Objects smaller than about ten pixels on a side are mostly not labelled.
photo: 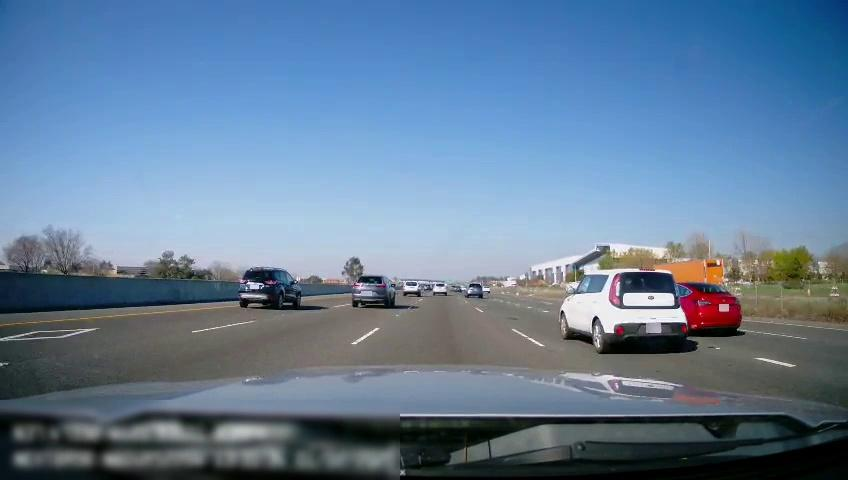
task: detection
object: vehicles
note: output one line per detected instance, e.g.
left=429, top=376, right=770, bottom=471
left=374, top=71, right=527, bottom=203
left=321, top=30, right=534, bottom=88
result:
left=676, top=282, right=744, bottom=332
left=653, top=258, right=724, bottom=287
left=351, top=275, right=396, bottom=309
left=464, top=282, right=484, bottom=298
left=402, top=280, right=421, bottom=297
left=432, top=282, right=448, bottom=296
left=558, top=269, right=688, bottom=355
left=480, top=285, right=491, bottom=294
left=238, top=266, right=303, bottom=310
left=504, top=280, right=517, bottom=289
